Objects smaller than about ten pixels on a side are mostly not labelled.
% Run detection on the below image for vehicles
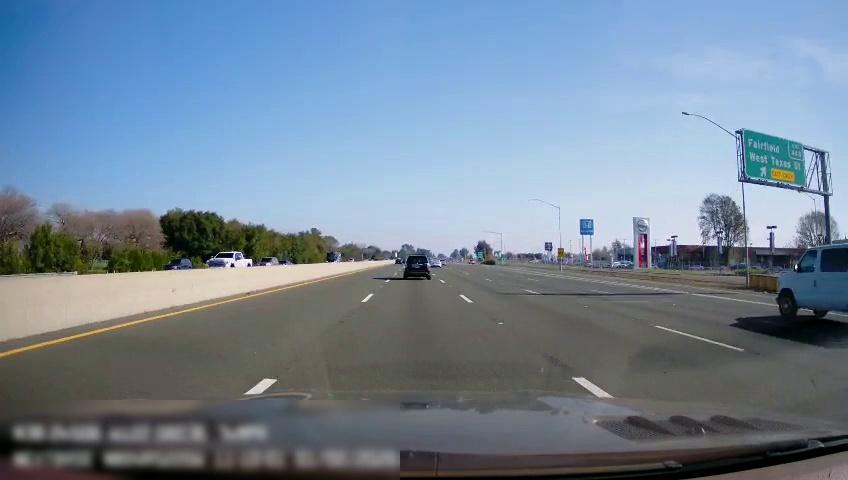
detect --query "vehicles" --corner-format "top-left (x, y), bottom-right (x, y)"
top-left (205, 250), bottom-right (253, 270)
top-left (430, 259), bottom-right (442, 269)
top-left (402, 253), bottom-right (432, 281)
top-left (256, 256), bottom-right (280, 268)
top-left (776, 239), bottom-right (848, 319)
top-left (163, 257), bottom-right (193, 271)
top-left (324, 251), bottom-right (343, 265)
top-left (277, 260), bottom-right (295, 267)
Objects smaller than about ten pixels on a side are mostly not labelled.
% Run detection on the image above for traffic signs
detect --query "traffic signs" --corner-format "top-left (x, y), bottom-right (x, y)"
top-left (741, 127), bottom-right (806, 186)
